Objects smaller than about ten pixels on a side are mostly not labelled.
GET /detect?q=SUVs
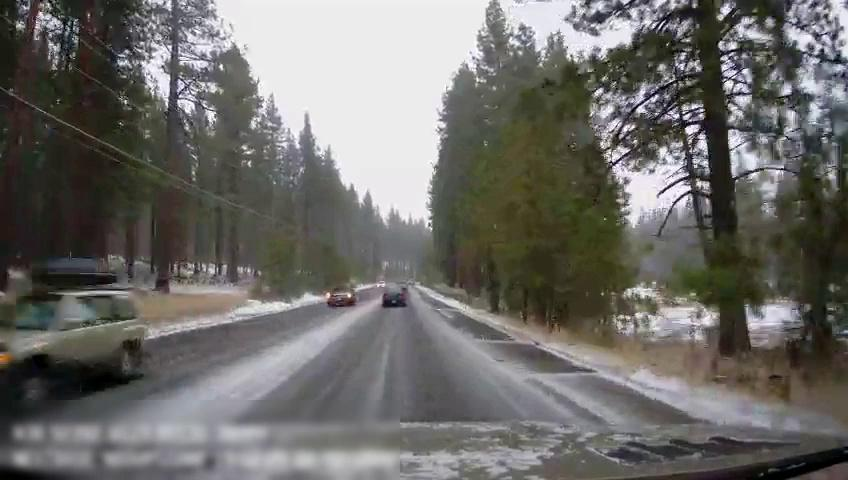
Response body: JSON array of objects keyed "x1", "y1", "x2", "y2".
[
  {"x1": 326, "y1": 287, "x2": 354, "y2": 307},
  {"x1": 0, "y1": 258, "x2": 146, "y2": 418}
]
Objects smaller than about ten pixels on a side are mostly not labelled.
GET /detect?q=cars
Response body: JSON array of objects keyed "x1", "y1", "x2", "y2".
[{"x1": 382, "y1": 292, "x2": 407, "y2": 308}]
